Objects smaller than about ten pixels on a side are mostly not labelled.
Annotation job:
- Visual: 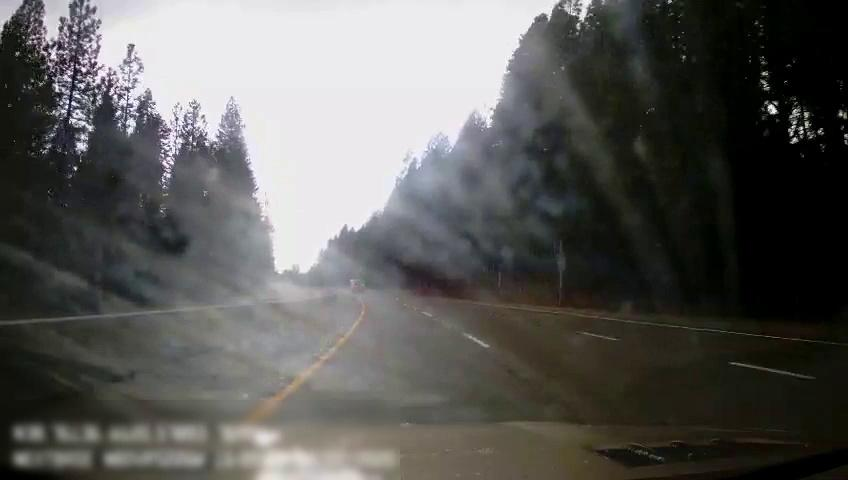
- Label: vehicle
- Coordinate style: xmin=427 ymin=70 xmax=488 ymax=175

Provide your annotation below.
xmin=349 ymin=278 xmax=365 ymax=292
